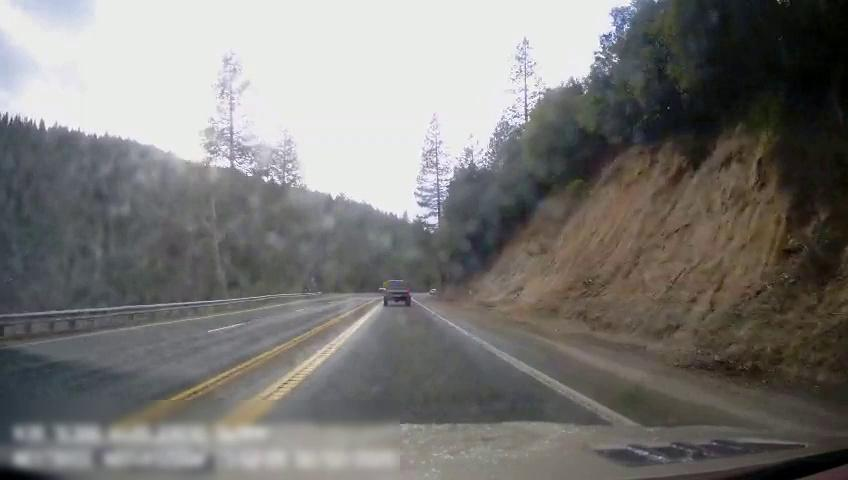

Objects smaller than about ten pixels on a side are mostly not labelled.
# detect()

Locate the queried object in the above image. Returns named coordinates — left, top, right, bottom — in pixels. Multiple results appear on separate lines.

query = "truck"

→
left=383, top=279, right=411, bottom=306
